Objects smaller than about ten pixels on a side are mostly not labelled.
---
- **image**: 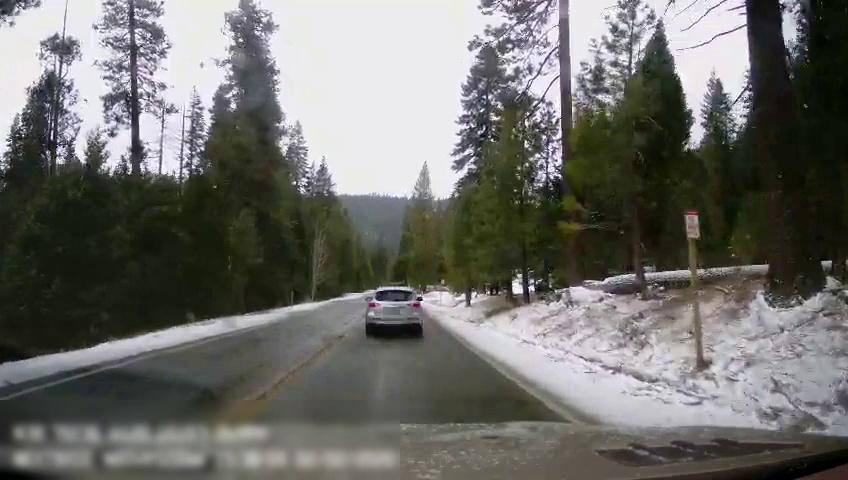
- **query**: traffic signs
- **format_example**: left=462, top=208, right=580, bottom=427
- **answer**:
left=685, top=212, right=700, bottom=239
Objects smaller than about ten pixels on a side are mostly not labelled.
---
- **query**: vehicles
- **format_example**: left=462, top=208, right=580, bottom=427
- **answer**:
left=388, top=282, right=408, bottom=288
left=365, top=287, right=424, bottom=335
